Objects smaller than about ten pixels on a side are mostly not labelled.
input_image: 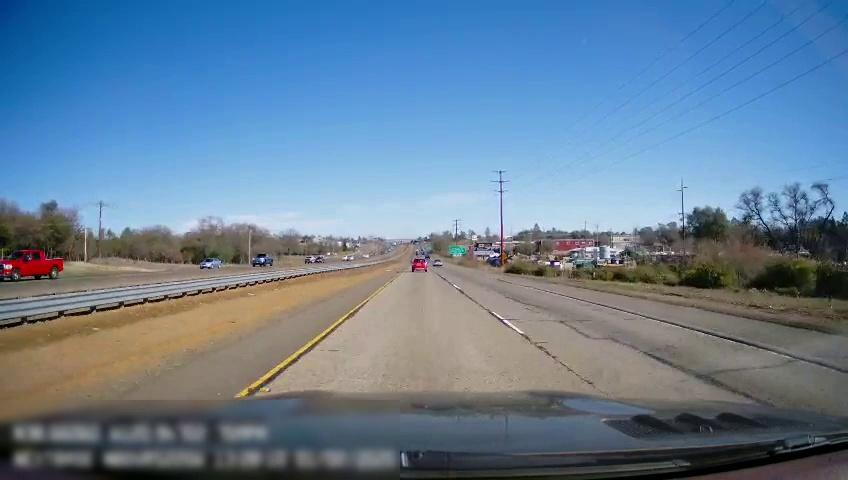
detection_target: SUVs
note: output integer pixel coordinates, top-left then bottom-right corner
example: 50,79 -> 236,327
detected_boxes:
410,256 -> 429,273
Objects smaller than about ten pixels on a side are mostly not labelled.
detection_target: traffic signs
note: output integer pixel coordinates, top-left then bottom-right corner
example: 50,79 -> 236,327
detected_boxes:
447,246 -> 468,257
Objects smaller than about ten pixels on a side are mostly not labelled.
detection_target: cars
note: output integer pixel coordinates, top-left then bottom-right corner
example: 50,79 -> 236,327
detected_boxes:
198,258 -> 222,270
433,259 -> 443,268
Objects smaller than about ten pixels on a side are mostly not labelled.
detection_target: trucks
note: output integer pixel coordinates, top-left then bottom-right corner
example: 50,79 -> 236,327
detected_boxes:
251,253 -> 273,268
0,249 -> 65,282
303,255 -> 316,264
